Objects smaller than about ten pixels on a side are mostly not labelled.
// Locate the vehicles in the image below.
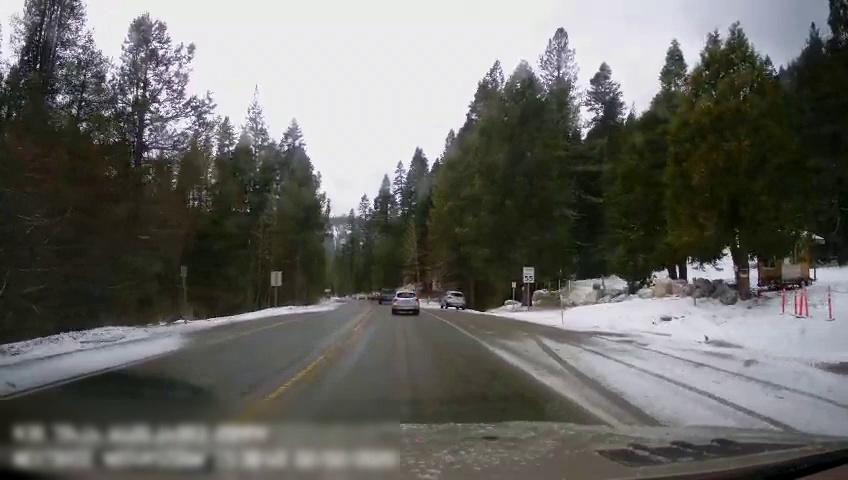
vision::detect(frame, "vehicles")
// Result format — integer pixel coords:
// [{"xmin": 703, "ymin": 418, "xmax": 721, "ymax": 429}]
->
[
  {"xmin": 379, "ymin": 289, "xmax": 397, "ymax": 304},
  {"xmin": 392, "ymin": 291, "xmax": 419, "ymax": 315},
  {"xmin": 441, "ymin": 291, "xmax": 465, "ymax": 309}
]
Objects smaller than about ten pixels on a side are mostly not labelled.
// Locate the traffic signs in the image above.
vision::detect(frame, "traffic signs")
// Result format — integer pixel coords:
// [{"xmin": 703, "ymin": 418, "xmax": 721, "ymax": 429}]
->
[{"xmin": 523, "ymin": 267, "xmax": 535, "ymax": 283}]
